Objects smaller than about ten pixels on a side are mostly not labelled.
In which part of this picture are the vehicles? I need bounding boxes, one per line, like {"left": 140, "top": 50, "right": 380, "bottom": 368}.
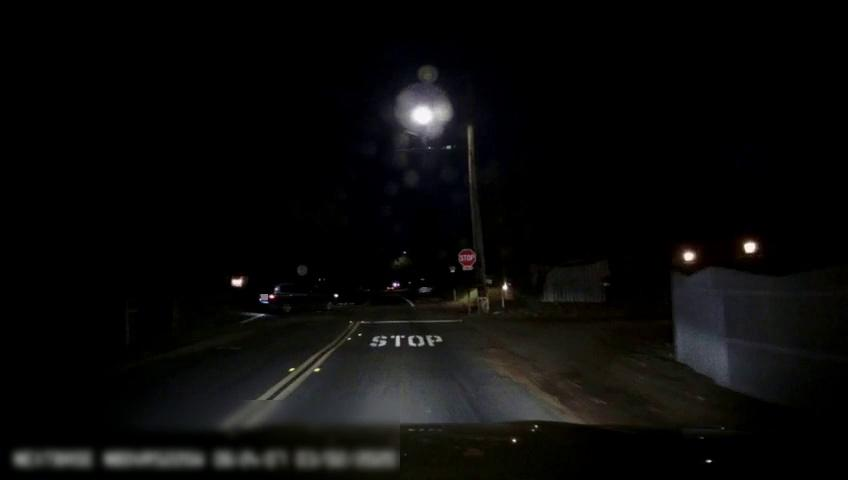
{"left": 408, "top": 278, "right": 434, "bottom": 297}
{"left": 257, "top": 279, "right": 340, "bottom": 316}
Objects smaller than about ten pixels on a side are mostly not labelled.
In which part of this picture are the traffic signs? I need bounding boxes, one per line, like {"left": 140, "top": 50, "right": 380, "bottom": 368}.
{"left": 457, "top": 247, "right": 477, "bottom": 272}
